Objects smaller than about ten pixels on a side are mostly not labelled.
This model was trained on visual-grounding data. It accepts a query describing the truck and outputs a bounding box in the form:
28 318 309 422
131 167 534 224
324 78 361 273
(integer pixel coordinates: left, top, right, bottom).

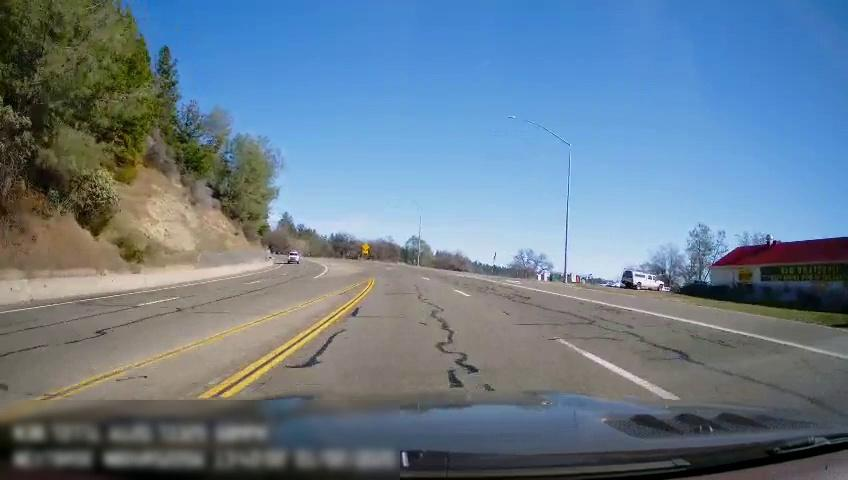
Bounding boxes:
287 251 300 264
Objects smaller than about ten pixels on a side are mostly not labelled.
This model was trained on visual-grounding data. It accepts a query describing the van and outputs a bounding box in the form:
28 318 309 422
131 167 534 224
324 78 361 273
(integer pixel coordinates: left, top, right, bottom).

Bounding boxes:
621 269 665 291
